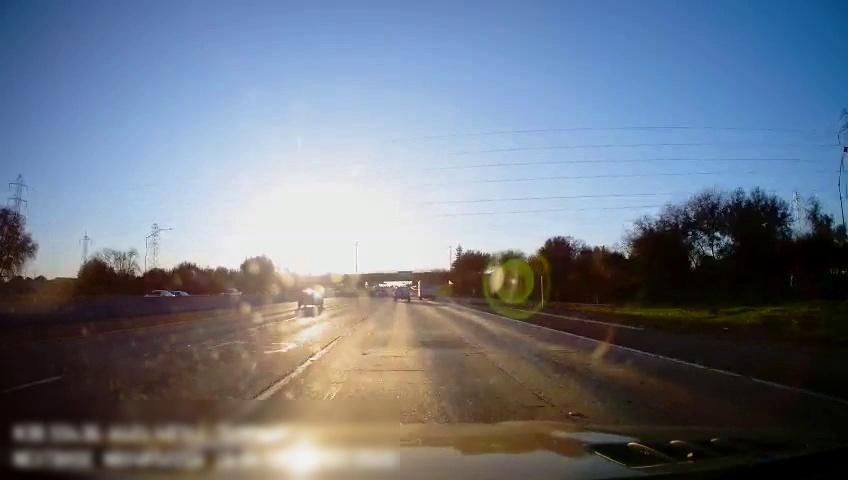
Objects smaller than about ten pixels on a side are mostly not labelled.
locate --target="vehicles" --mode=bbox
[377,288,390,298]
[219,288,242,296]
[394,286,411,301]
[167,290,190,296]
[298,289,325,309]
[143,290,175,298]
[417,279,437,301]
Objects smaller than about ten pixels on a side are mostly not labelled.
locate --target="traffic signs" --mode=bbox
[398,271,412,279]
